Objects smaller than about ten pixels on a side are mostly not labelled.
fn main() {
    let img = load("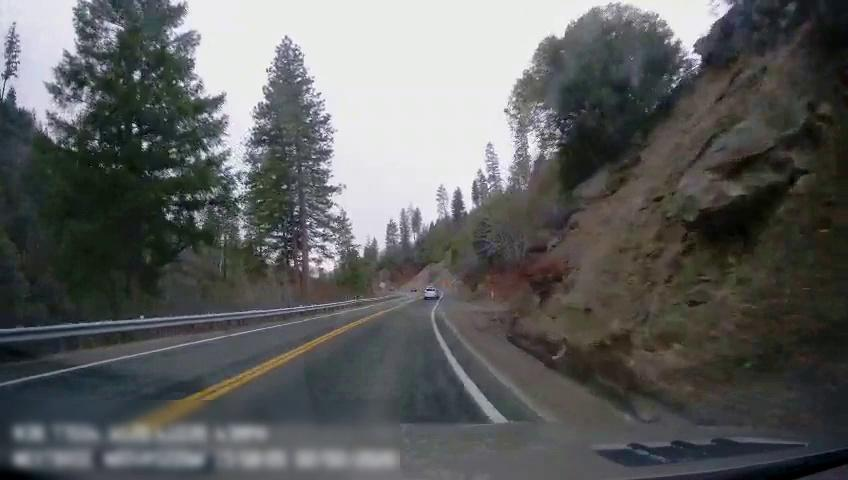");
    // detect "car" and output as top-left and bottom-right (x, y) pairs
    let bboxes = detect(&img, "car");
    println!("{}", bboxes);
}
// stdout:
(423, 287), (439, 300)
